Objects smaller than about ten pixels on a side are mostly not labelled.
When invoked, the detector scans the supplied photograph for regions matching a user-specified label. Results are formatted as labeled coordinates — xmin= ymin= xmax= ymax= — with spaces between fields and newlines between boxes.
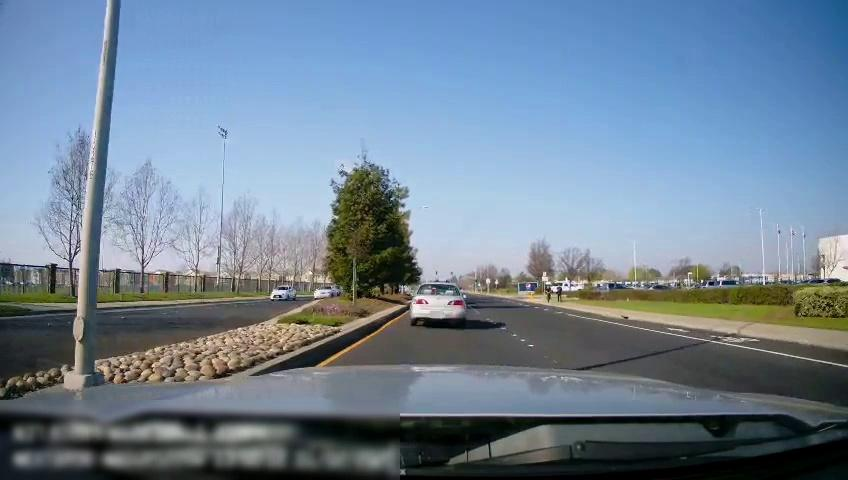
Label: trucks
xmin=549 ymin=281 xmax=577 ymax=294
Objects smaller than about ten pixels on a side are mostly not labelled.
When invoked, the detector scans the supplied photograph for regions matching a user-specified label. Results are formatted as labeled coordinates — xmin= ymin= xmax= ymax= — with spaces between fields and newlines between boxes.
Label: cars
xmin=270 ymin=284 xmax=297 ymax=302
xmin=408 ymin=281 xmax=468 ymax=328
xmin=313 ymin=284 xmax=338 ymax=301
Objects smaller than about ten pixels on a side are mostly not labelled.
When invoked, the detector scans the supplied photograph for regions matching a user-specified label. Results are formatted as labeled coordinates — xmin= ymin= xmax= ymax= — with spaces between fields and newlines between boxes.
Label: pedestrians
xmin=545 ymin=283 xmax=553 ymax=303
xmin=556 ymin=284 xmax=563 ymax=302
